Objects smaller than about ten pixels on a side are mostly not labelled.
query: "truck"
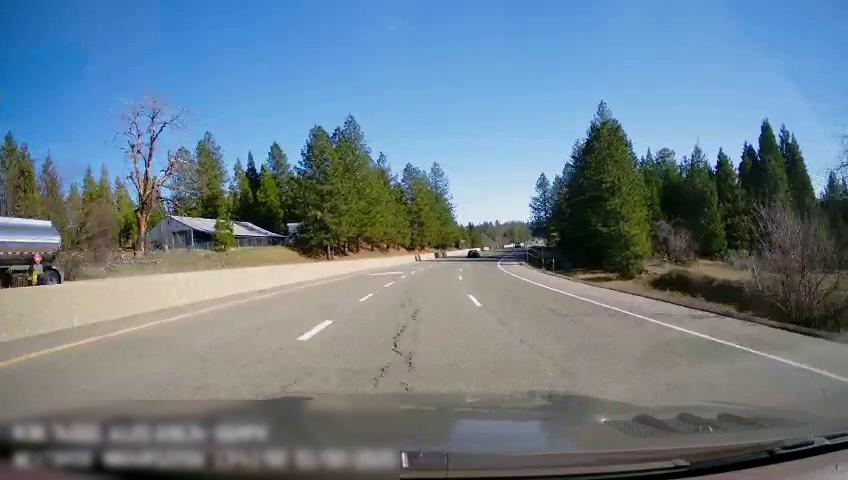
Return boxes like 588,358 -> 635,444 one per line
0,215 -> 67,292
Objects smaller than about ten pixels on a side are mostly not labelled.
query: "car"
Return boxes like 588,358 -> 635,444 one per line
467,249 -> 481,258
